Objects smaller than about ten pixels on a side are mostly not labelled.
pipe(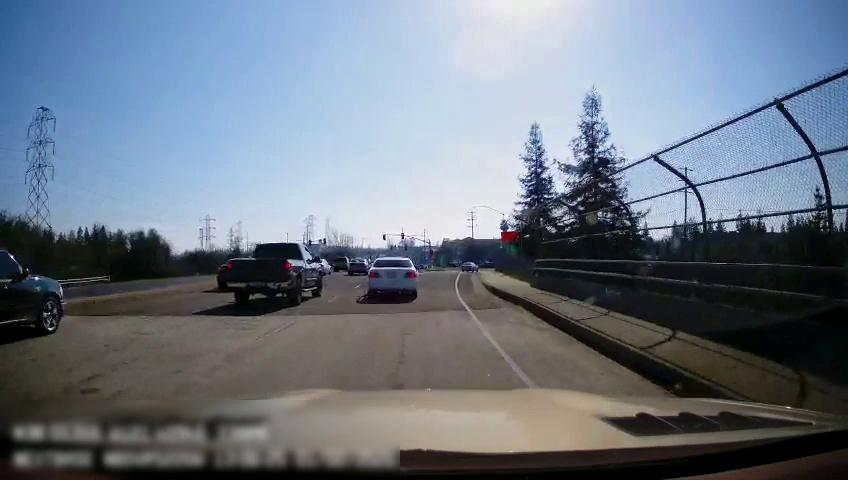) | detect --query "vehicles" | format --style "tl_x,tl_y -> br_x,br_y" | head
215,266 -> 226,291
226,241 -> 324,307
367,257 -> 418,297
332,256 -> 351,272
462,261 -> 479,272
0,248 -> 65,337
346,256 -> 369,276
320,258 -> 332,275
